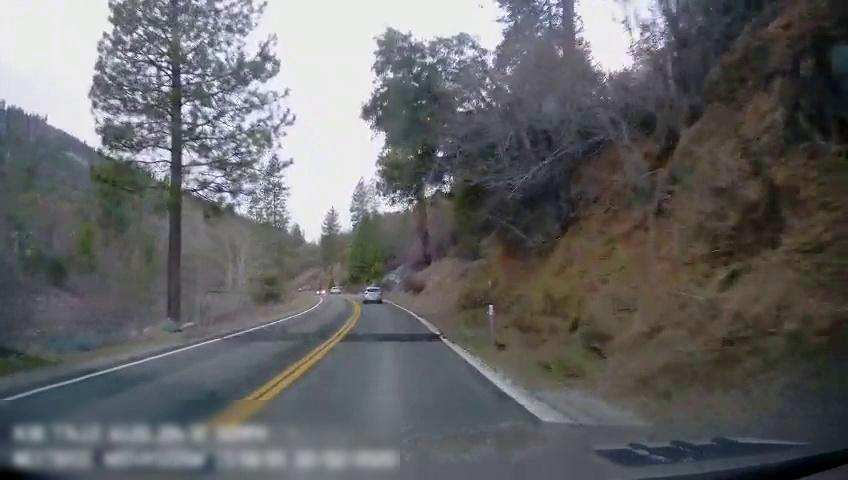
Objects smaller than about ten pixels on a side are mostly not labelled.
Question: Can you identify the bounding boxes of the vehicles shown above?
[330,286,341,294]
[363,287,383,304]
